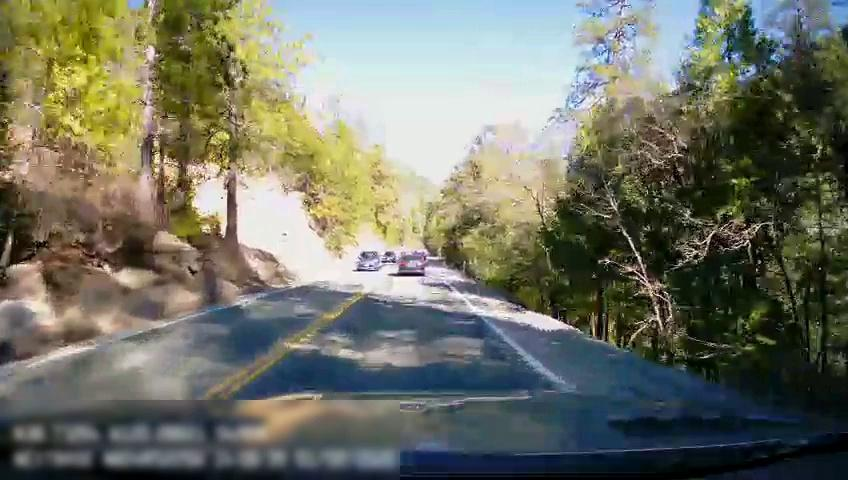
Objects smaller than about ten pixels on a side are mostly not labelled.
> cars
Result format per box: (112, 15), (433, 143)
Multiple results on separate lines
(382, 250), (397, 264)
(355, 251), (383, 272)
(398, 254), (425, 277)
